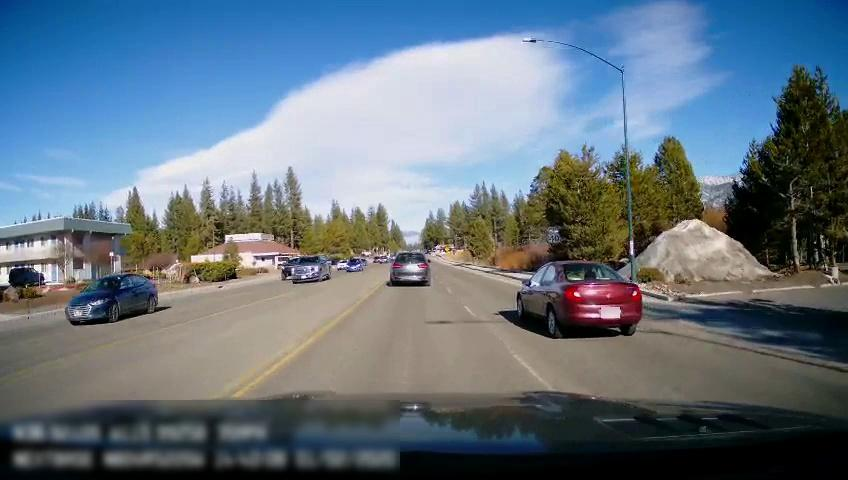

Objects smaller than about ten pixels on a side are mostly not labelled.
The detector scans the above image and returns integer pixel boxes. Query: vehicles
[8,267,45,288]
[290,256,331,285]
[335,260,349,272]
[280,258,299,281]
[391,253,431,288]
[344,258,364,272]
[515,261,642,339]
[64,275,160,326]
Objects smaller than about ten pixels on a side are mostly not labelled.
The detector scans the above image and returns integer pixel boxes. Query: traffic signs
[547,225,562,243]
